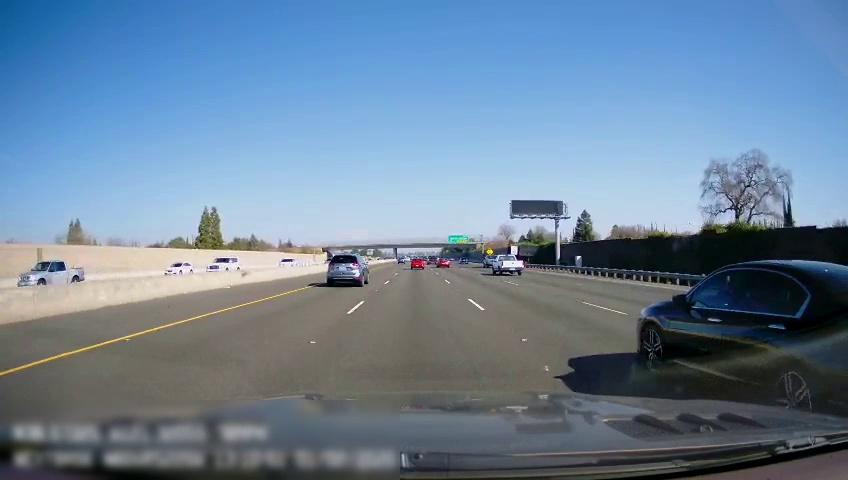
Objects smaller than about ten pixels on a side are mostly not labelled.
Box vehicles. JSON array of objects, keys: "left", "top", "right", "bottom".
[
  {"left": 492, "top": 254, "right": 524, "bottom": 276},
  {"left": 325, "top": 253, "right": 371, "bottom": 288},
  {"left": 458, "top": 257, "right": 470, "bottom": 265},
  {"left": 426, "top": 255, "right": 438, "bottom": 265},
  {"left": 436, "top": 256, "right": 452, "bottom": 269},
  {"left": 634, "top": 258, "right": 848, "bottom": 419},
  {"left": 163, "top": 262, "right": 193, "bottom": 277},
  {"left": 396, "top": 256, "right": 407, "bottom": 265},
  {"left": 481, "top": 254, "right": 499, "bottom": 268},
  {"left": 15, "top": 260, "right": 85, "bottom": 287},
  {"left": 279, "top": 258, "right": 299, "bottom": 268},
  {"left": 409, "top": 257, "right": 426, "bottom": 270},
  {"left": 205, "top": 256, "right": 241, "bottom": 273}
]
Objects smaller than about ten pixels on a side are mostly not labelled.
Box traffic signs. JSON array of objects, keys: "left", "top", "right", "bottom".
[
  {"left": 447, "top": 234, "right": 471, "bottom": 244},
  {"left": 485, "top": 248, "right": 493, "bottom": 259}
]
